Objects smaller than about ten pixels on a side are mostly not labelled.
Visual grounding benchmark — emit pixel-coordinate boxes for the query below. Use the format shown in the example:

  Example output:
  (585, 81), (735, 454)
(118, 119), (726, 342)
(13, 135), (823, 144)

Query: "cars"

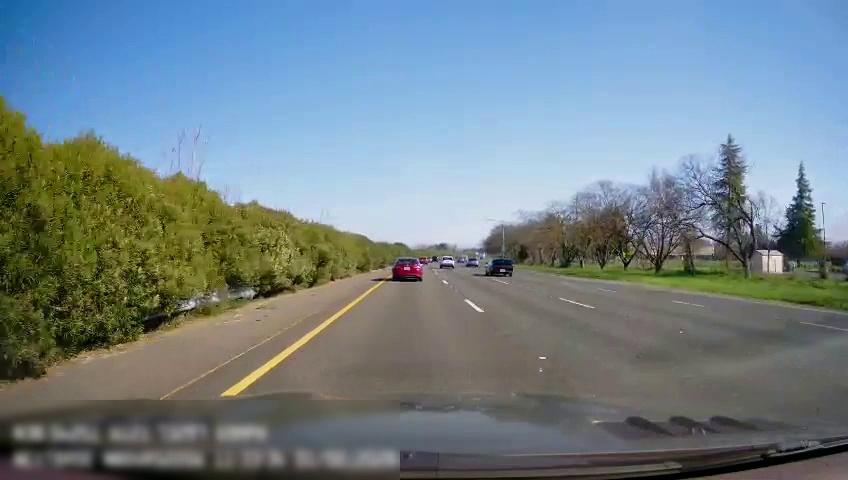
(392, 257), (424, 282)
(438, 254), (456, 269)
(484, 256), (515, 278)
